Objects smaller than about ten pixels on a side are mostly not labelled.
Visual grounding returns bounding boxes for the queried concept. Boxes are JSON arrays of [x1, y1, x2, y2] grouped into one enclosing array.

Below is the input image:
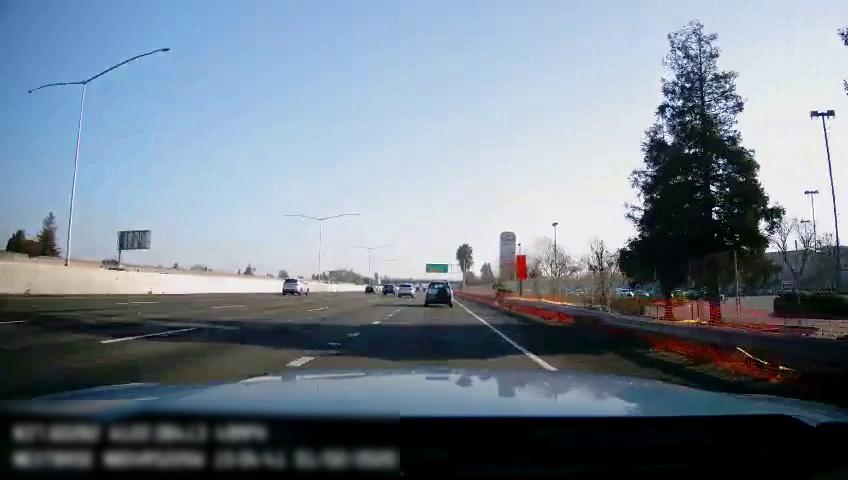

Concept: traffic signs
[[425, 263, 449, 274]]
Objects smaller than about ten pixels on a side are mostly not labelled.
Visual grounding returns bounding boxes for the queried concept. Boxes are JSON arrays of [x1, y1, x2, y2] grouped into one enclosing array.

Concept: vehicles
[[423, 280, 455, 308], [281, 278, 311, 297], [363, 285, 377, 294], [382, 283, 397, 296], [397, 282, 415, 298]]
